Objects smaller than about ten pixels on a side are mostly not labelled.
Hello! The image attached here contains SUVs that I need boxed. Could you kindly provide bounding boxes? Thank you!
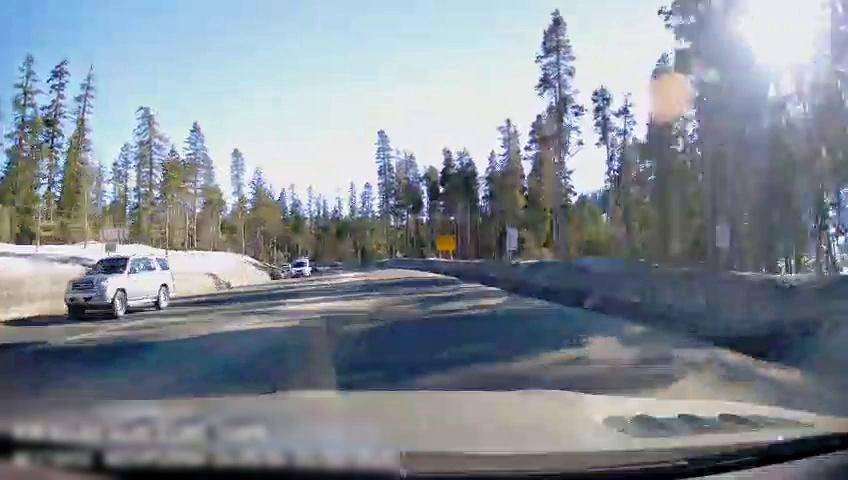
[62,256,176,321]
[289,260,313,279]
